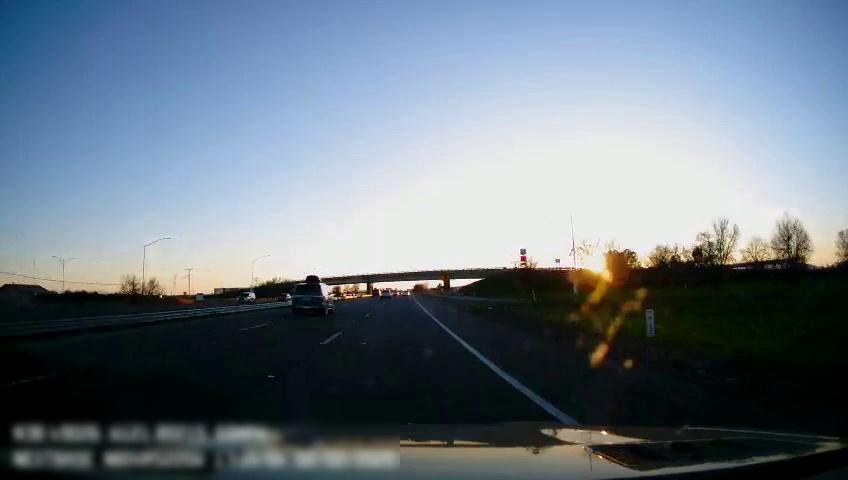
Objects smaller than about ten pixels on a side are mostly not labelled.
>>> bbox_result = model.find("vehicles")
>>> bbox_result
[292,274,335,318]
[381,290,392,299]
[278,292,291,302]
[238,292,256,305]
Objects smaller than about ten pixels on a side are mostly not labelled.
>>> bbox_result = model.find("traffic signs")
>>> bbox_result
[647,310,655,337]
